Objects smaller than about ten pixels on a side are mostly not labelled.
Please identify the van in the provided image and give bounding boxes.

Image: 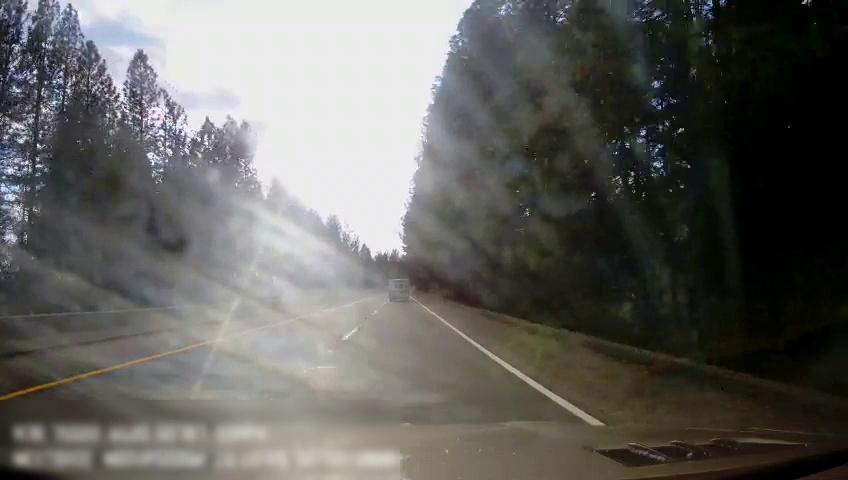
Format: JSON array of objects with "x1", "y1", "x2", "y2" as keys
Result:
[{"x1": 388, "y1": 278, "x2": 410, "y2": 303}]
